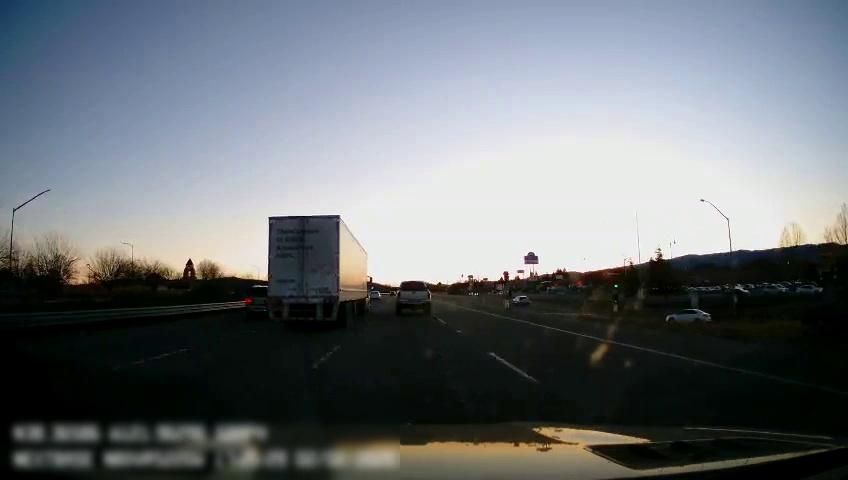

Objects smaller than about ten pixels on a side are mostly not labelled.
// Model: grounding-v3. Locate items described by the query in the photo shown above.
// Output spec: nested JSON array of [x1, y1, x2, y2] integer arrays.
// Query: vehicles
[[370, 291, 381, 300], [664, 308, 712, 324], [512, 296, 530, 307], [268, 215, 374, 330], [244, 285, 269, 321], [395, 281, 434, 318]]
